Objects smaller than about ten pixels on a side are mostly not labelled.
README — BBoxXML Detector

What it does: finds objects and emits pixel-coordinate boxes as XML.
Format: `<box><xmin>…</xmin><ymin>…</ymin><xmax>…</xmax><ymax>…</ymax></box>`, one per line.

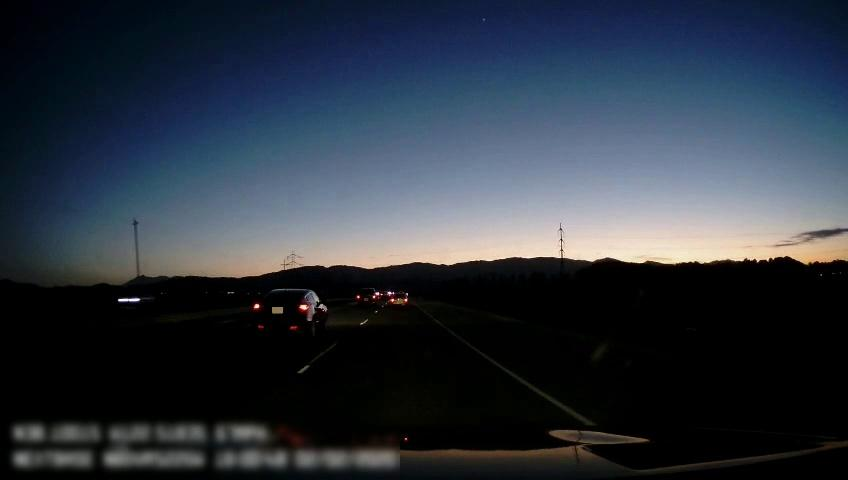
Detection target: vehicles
<box><xmin>251</xmin><ymin>289</ymin><xmax>328</xmax><ymax>335</ymax></box>
<box><xmin>115</xmin><ymin>290</ymin><xmax>159</xmax><ymax>309</ymax></box>
<box><xmin>390</xmin><ymin>292</ymin><xmax>409</xmax><ymax>306</ymax></box>
<box><xmin>357</xmin><ymin>288</ymin><xmax>378</xmax><ymax>305</ymax></box>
